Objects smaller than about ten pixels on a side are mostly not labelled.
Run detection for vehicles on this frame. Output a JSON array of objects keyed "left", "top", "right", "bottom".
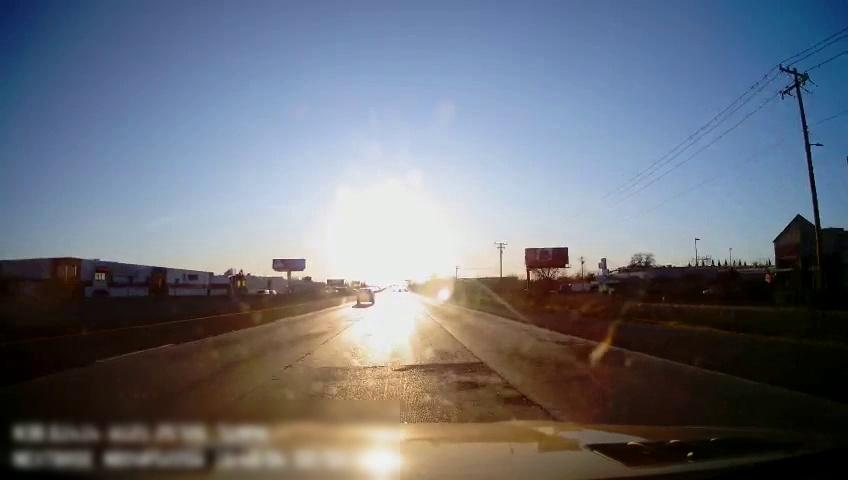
[
  {"left": 356, "top": 288, "right": 375, "bottom": 305},
  {"left": 268, "top": 290, "right": 278, "bottom": 297},
  {"left": 254, "top": 289, "right": 270, "bottom": 297}
]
